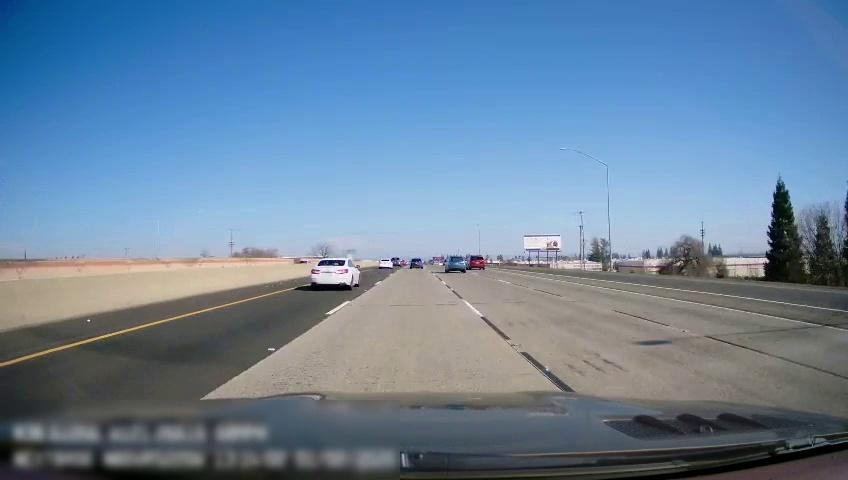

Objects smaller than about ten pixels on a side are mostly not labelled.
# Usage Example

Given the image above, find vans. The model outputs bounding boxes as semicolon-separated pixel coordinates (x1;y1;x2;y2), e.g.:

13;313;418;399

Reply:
465;255;487;271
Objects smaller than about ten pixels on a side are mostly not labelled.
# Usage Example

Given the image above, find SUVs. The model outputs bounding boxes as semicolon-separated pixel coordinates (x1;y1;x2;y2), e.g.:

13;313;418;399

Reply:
442;255;466;274
390;257;402;268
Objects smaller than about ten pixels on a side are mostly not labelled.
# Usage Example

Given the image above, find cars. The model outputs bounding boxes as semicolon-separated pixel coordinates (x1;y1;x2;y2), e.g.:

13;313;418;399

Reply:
409;258;424;270
310;257;361;291
378;258;394;270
